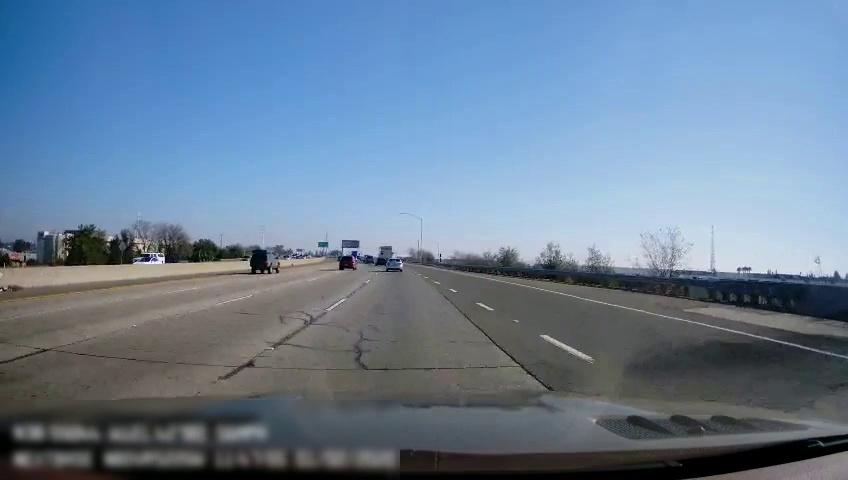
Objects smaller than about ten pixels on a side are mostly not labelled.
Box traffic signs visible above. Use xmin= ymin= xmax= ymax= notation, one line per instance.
xmin=315 ymin=242 xmax=328 ymax=248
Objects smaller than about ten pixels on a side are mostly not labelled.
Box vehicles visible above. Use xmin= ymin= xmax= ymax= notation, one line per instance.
xmin=248 ymin=252 xmax=283 ymax=275
xmin=338 ymin=255 xmax=358 ymax=271
xmin=374 ymin=256 xmax=387 ymax=266
xmin=379 ymin=245 xmax=392 ymax=258
xmin=384 ymin=257 xmax=404 ymax=273
xmin=132 ymin=253 xmax=165 ymax=264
